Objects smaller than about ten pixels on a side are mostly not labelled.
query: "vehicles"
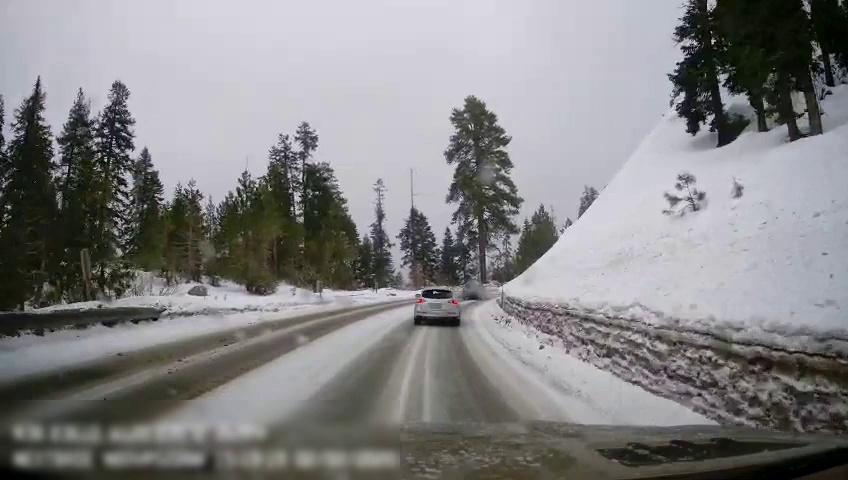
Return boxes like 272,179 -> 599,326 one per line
463,281 -> 488,300
414,287 -> 461,327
